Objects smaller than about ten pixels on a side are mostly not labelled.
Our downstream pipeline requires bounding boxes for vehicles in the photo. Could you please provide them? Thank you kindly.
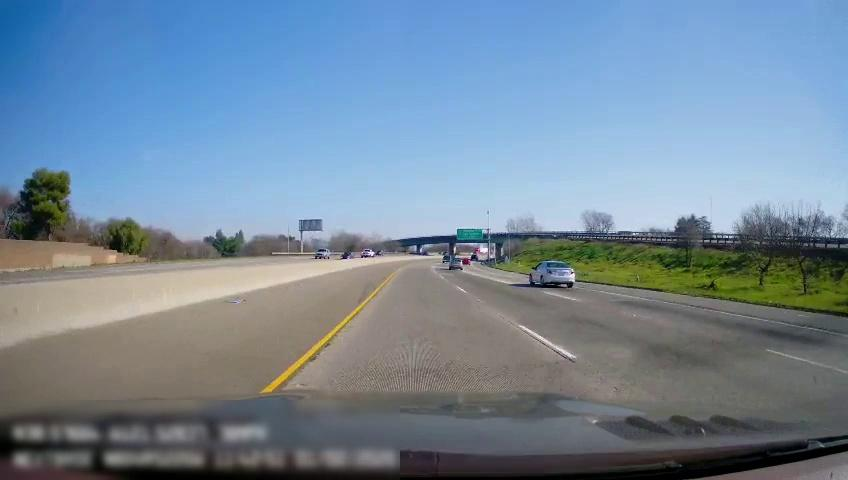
[341,253,352,261]
[375,250,383,256]
[314,248,331,259]
[359,248,376,259]
[449,260,463,270]
[529,260,576,289]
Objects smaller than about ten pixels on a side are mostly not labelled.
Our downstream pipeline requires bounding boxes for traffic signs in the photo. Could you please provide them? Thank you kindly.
[456,228,484,241]
[298,219,324,231]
